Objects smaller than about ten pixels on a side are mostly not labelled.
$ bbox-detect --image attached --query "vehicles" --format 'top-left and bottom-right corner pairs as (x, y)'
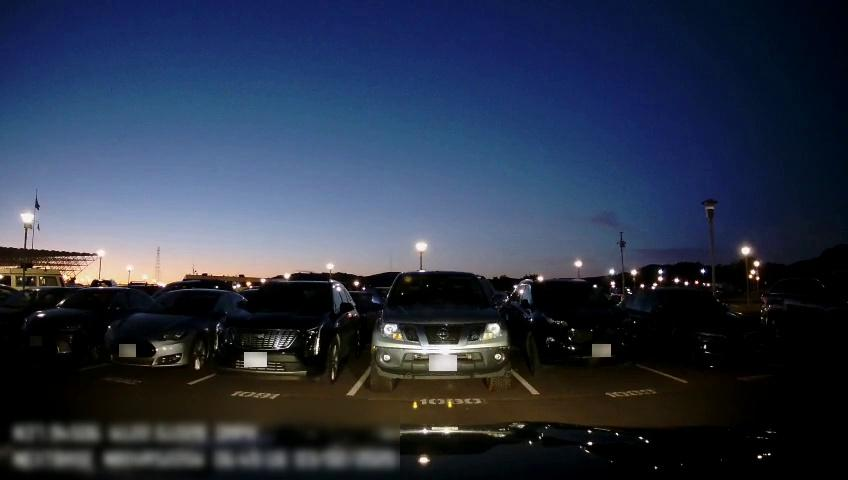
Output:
(617, 288), (768, 370)
(498, 277), (646, 382)
(211, 278), (364, 388)
(759, 276), (848, 339)
(0, 285), (20, 299)
(367, 269), (515, 394)
(0, 286), (83, 334)
(0, 266), (66, 291)
(89, 279), (118, 287)
(19, 285), (156, 357)
(104, 287), (248, 376)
